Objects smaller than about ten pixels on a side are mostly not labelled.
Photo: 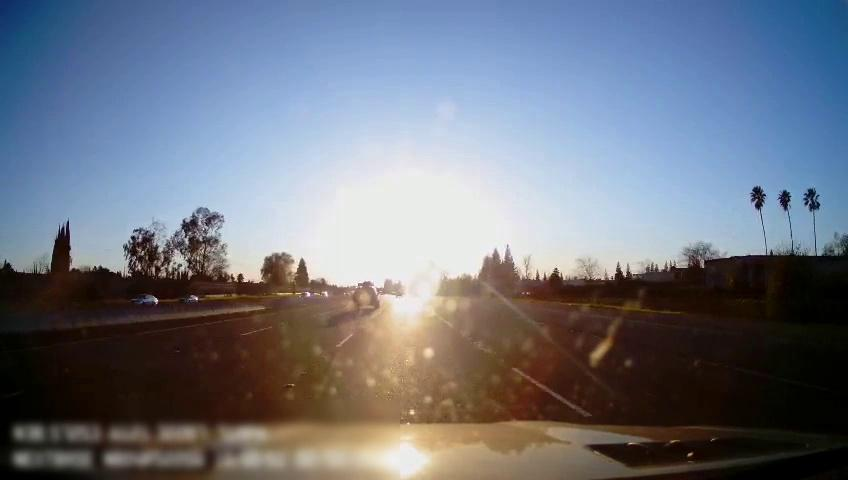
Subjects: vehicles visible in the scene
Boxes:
[178,294,199,305]
[129,293,158,307]
[395,290,402,297]
[352,281,381,310]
